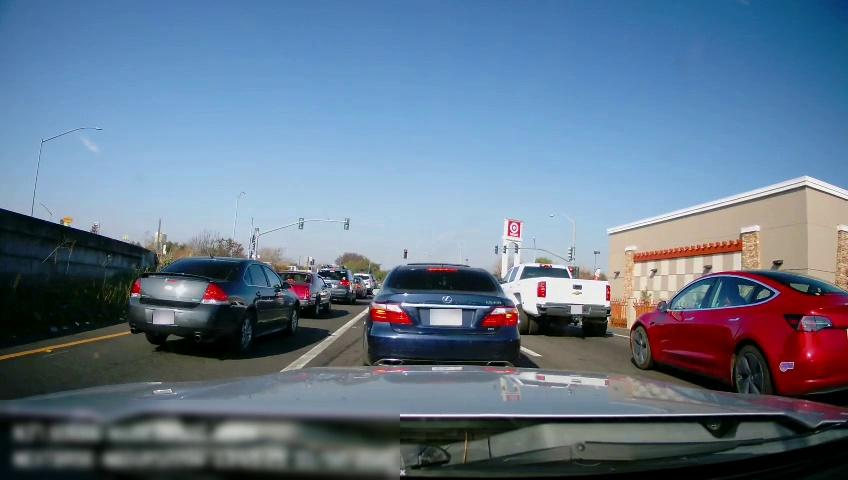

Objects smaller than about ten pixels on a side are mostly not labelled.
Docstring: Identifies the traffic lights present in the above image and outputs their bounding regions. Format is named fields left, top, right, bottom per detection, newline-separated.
left=573, top=265, right=581, bottom=280
left=343, top=217, right=351, bottom=231
left=403, top=248, right=408, bottom=259
left=298, top=217, right=305, bottom=230
left=567, top=246, right=574, bottom=261
left=494, top=244, right=499, bottom=255
left=514, top=242, right=520, bottom=254
left=502, top=244, right=508, bottom=255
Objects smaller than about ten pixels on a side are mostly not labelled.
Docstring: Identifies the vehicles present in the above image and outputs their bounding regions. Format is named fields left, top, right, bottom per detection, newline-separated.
left=369, top=273, right=378, bottom=289
left=361, top=262, right=523, bottom=369
left=496, top=262, right=613, bottom=336
left=286, top=265, right=313, bottom=275
left=352, top=275, right=369, bottom=300
left=274, top=269, right=334, bottom=317
left=126, top=255, right=301, bottom=356
left=352, top=272, right=374, bottom=295
left=628, top=267, right=848, bottom=397
left=316, top=264, right=359, bottom=305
